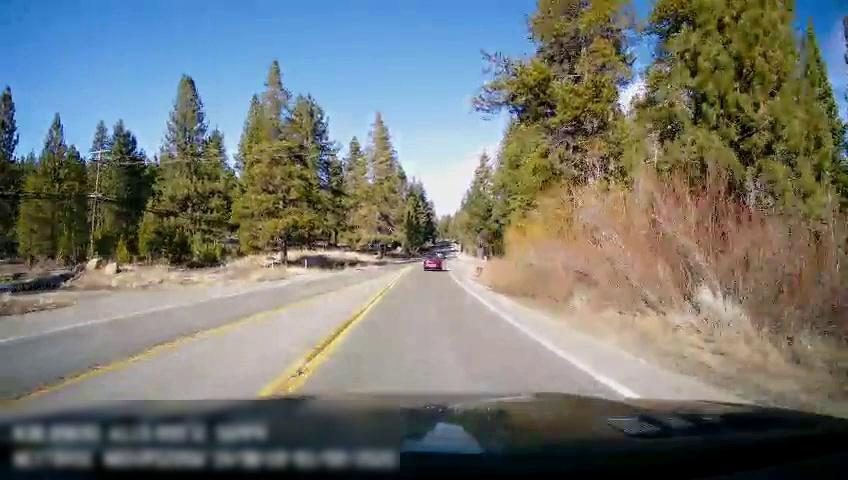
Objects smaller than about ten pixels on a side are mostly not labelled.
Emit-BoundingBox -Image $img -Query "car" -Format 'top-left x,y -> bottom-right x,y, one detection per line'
423,256 -> 442,271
